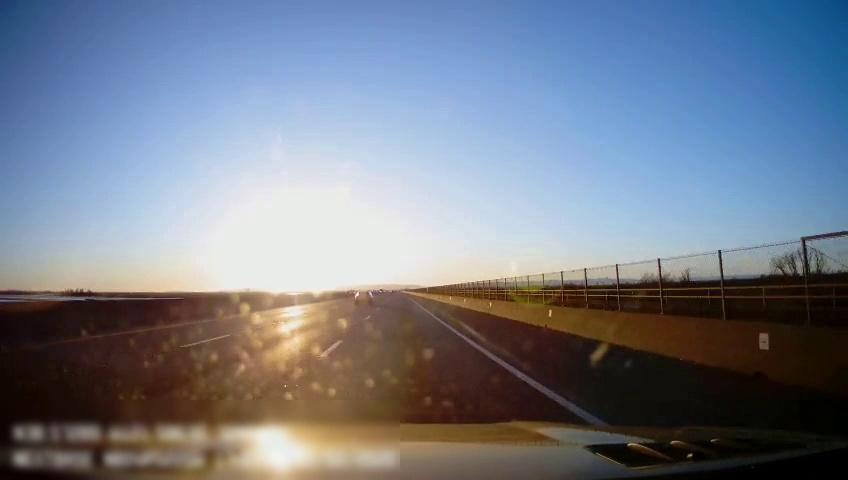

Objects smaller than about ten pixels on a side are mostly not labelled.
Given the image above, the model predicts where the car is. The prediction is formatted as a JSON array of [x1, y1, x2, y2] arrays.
[[354, 290, 375, 305]]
